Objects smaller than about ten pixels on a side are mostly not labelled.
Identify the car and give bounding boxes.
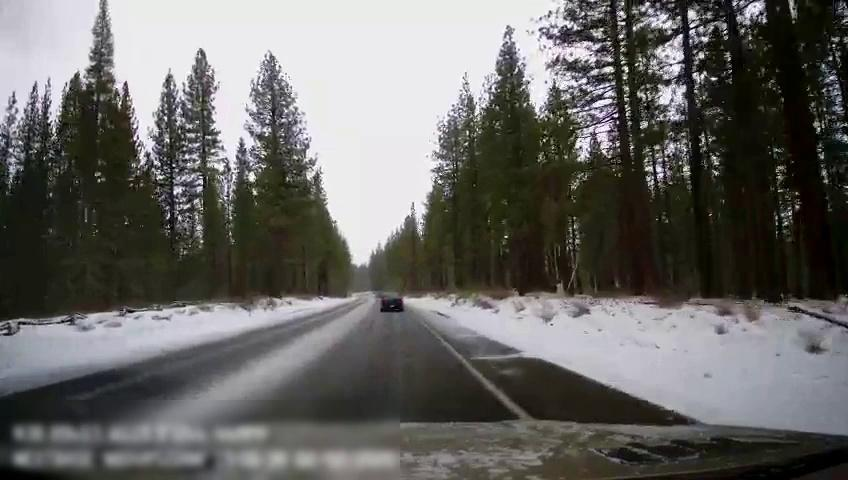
[378,288,404,312]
